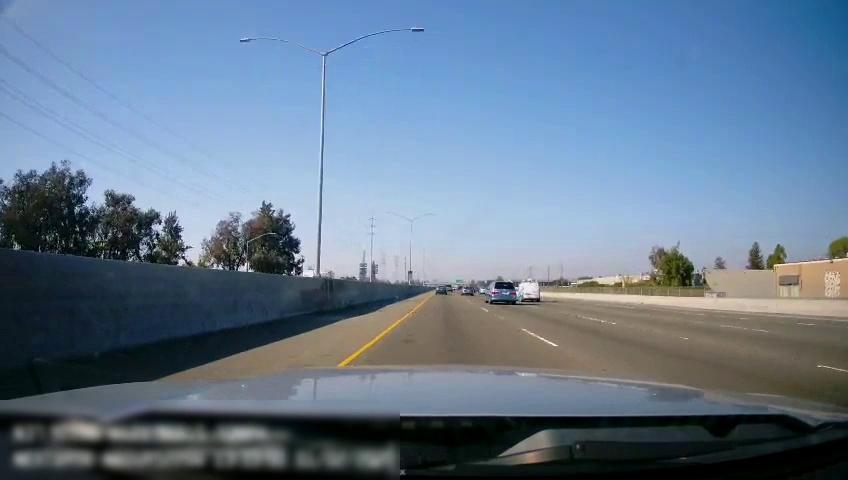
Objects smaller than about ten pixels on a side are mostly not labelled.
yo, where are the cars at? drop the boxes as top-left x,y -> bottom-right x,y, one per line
461,285 -> 474,296
435,284 -> 448,295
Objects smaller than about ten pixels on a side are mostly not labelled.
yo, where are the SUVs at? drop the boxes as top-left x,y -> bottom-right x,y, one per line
484,281 -> 517,305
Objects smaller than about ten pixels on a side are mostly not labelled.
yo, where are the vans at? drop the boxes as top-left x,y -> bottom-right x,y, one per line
516,281 -> 540,302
